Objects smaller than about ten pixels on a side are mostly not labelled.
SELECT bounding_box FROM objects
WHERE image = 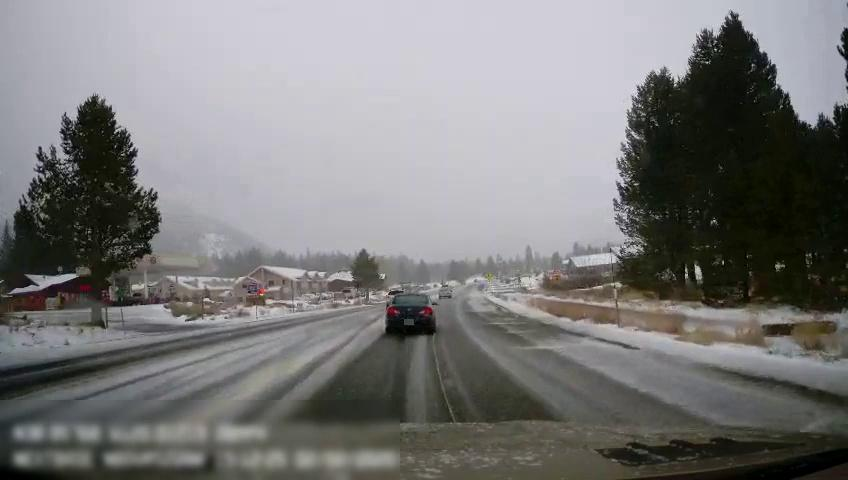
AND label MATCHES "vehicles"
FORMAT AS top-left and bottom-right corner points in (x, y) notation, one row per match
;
(342, 289), (357, 299)
(386, 293), (438, 334)
(295, 294), (319, 302)
(439, 289), (452, 298)
(441, 284), (452, 292)
(386, 290), (406, 308)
